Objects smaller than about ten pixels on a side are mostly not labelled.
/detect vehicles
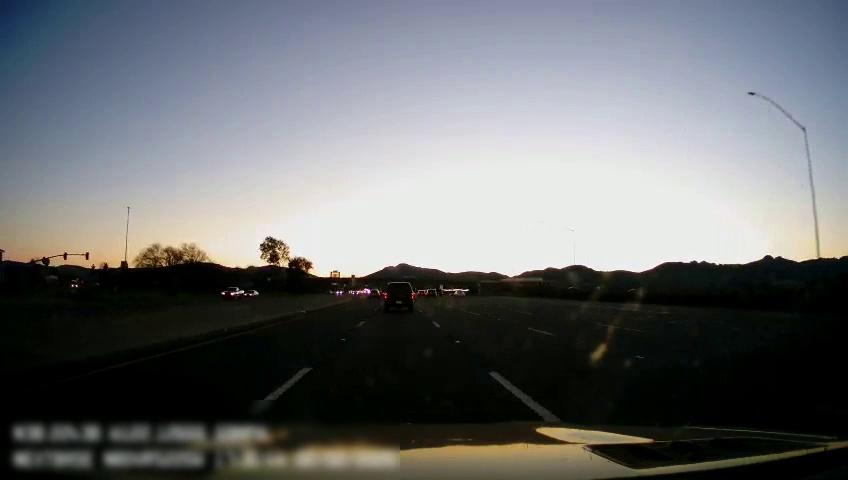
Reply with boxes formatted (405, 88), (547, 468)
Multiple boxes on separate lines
(243, 289), (259, 297)
(221, 286), (245, 299)
(425, 288), (438, 300)
(383, 281), (416, 313)
(453, 289), (466, 298)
